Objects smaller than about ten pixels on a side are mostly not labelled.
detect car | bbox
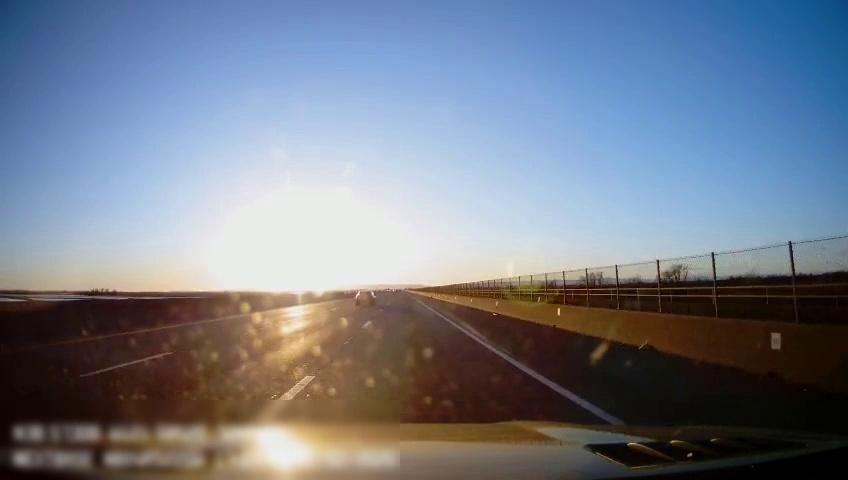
[355,290,376,306]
